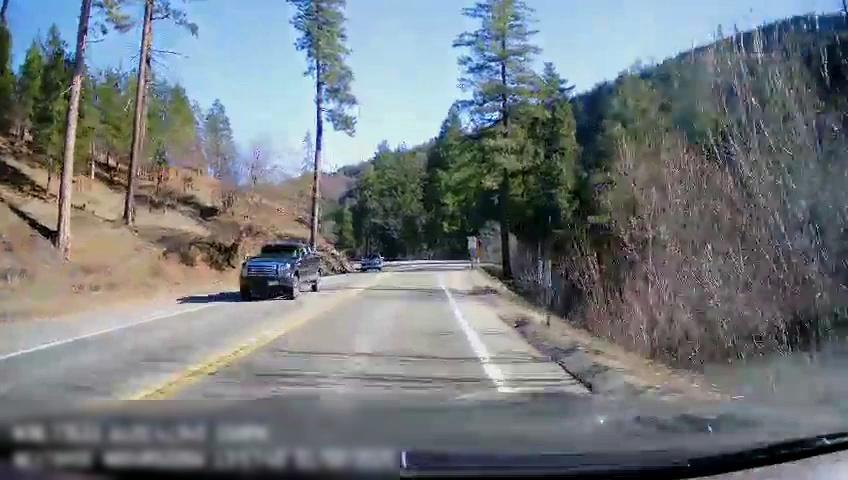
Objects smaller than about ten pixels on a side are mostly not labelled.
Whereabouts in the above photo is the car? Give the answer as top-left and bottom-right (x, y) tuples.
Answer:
(360, 255), (385, 272)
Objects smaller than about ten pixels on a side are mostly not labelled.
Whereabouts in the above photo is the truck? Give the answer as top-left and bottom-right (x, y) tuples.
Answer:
(239, 240), (324, 300)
